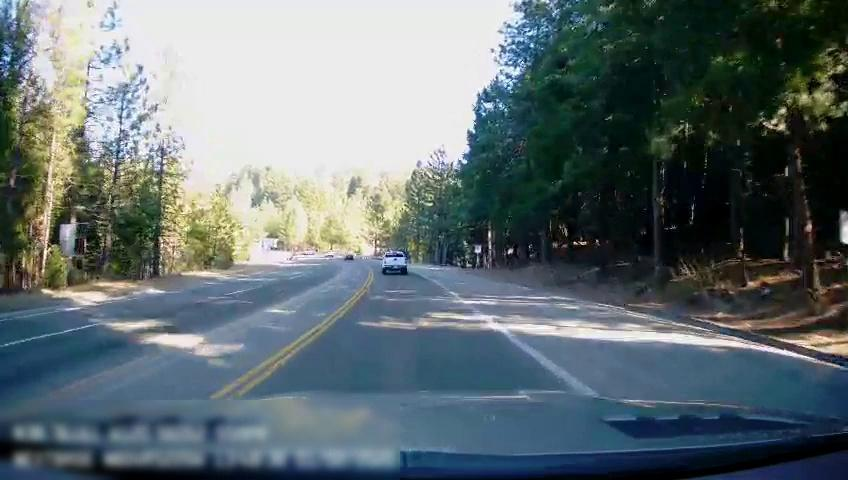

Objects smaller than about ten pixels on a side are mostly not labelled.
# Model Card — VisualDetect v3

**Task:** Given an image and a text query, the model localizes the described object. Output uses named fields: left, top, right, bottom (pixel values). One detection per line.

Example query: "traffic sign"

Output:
left=839, top=209, right=848, bottom=244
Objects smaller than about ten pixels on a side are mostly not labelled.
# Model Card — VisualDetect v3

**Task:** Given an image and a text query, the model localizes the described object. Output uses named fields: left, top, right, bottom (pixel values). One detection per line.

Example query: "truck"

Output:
left=380, top=251, right=408, bottom=276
